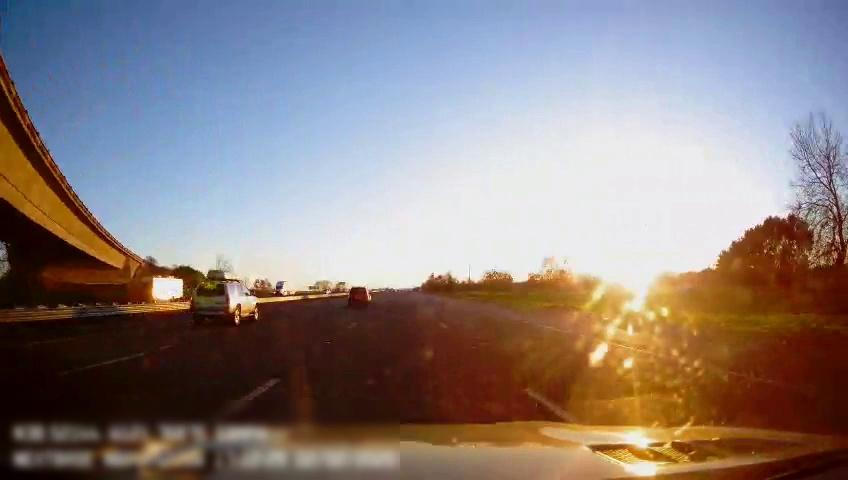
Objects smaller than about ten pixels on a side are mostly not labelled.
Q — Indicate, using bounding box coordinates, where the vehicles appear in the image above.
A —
[190,269,260,325]
[273,280,298,297]
[128,275,184,304]
[347,286,373,309]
